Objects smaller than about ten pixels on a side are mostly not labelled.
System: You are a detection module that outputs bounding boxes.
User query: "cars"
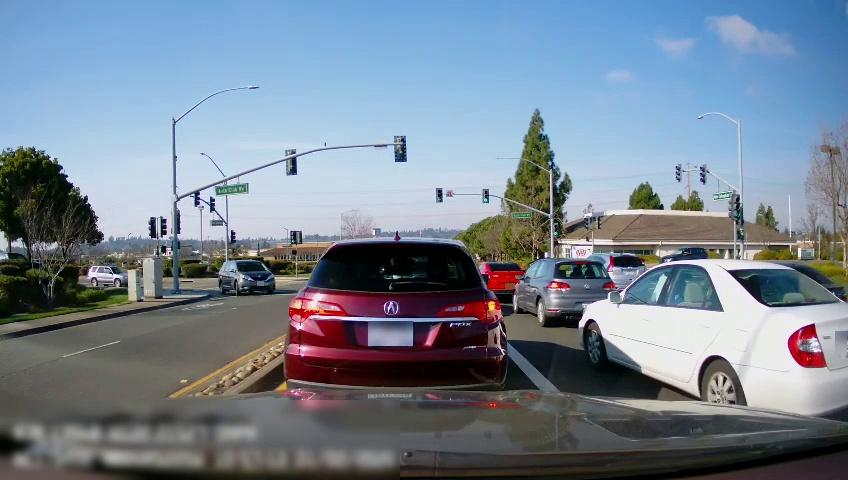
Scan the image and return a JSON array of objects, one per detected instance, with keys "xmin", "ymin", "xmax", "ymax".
[
  {"xmin": 662, "ymin": 245, "xmax": 708, "ymax": 263},
  {"xmin": 479, "ymin": 260, "xmax": 524, "ymax": 295},
  {"xmin": 778, "ymin": 259, "xmax": 848, "ymax": 305},
  {"xmin": 512, "ymin": 257, "xmax": 617, "ymax": 328},
  {"xmin": 577, "ymin": 259, "xmax": 848, "ymax": 419}
]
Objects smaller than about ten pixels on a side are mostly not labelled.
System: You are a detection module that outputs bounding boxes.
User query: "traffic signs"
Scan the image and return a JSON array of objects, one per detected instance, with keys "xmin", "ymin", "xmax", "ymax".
[
  {"xmin": 713, "ymin": 192, "xmax": 730, "ymax": 201},
  {"xmin": 512, "ymin": 211, "xmax": 532, "ymax": 219},
  {"xmin": 214, "ymin": 181, "xmax": 250, "ymax": 196},
  {"xmin": 209, "ymin": 219, "xmax": 224, "ymax": 227}
]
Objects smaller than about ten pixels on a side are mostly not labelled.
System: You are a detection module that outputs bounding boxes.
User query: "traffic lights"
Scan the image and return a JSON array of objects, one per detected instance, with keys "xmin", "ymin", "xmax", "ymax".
[
  {"xmin": 434, "ymin": 187, "xmax": 444, "ymax": 204},
  {"xmin": 211, "ymin": 197, "xmax": 218, "ymax": 215},
  {"xmin": 161, "ymin": 218, "xmax": 170, "ymax": 239},
  {"xmin": 284, "ymin": 150, "xmax": 300, "ymax": 177},
  {"xmin": 700, "ymin": 166, "xmax": 707, "ymax": 184},
  {"xmin": 289, "ymin": 231, "xmax": 296, "ymax": 245},
  {"xmin": 392, "ymin": 135, "xmax": 407, "ymax": 164},
  {"xmin": 483, "ymin": 187, "xmax": 492, "ymax": 206},
  {"xmin": 584, "ymin": 216, "xmax": 592, "ymax": 231},
  {"xmin": 230, "ymin": 230, "xmax": 238, "ymax": 243},
  {"xmin": 673, "ymin": 164, "xmax": 682, "ymax": 183},
  {"xmin": 147, "ymin": 215, "xmax": 157, "ymax": 238},
  {"xmin": 195, "ymin": 192, "xmax": 201, "ymax": 207},
  {"xmin": 297, "ymin": 231, "xmax": 302, "ymax": 244},
  {"xmin": 595, "ymin": 216, "xmax": 603, "ymax": 231}
]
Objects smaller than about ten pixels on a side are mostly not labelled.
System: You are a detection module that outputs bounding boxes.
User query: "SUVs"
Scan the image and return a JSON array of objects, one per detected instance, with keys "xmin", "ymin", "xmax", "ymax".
[
  {"xmin": 88, "ymin": 264, "xmax": 129, "ymax": 288},
  {"xmin": 281, "ymin": 239, "xmax": 508, "ymax": 392},
  {"xmin": 216, "ymin": 259, "xmax": 276, "ymax": 297},
  {"xmin": 593, "ymin": 251, "xmax": 647, "ymax": 290}
]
